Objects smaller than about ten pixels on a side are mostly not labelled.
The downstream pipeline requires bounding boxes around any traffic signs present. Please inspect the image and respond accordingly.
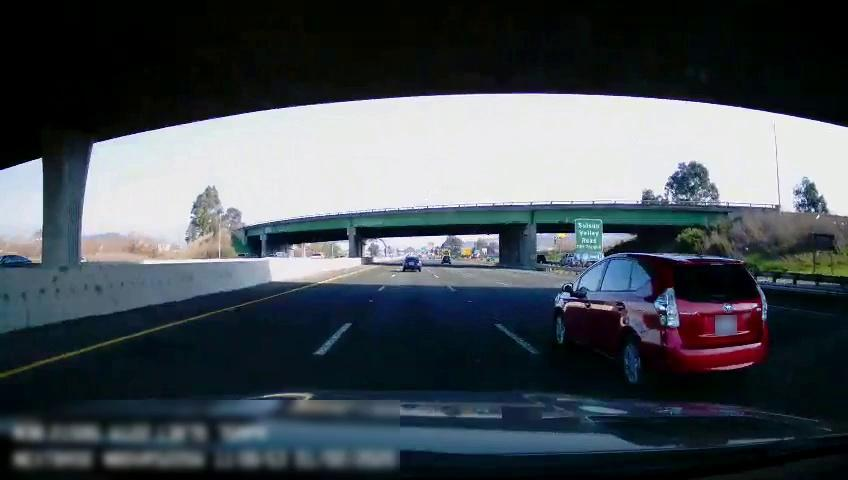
[575,218,604,262]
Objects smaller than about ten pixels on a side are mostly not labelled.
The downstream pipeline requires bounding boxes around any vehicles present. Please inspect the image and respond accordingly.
[550,252,769,397]
[0,254,32,267]
[441,255,451,264]
[402,255,422,271]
